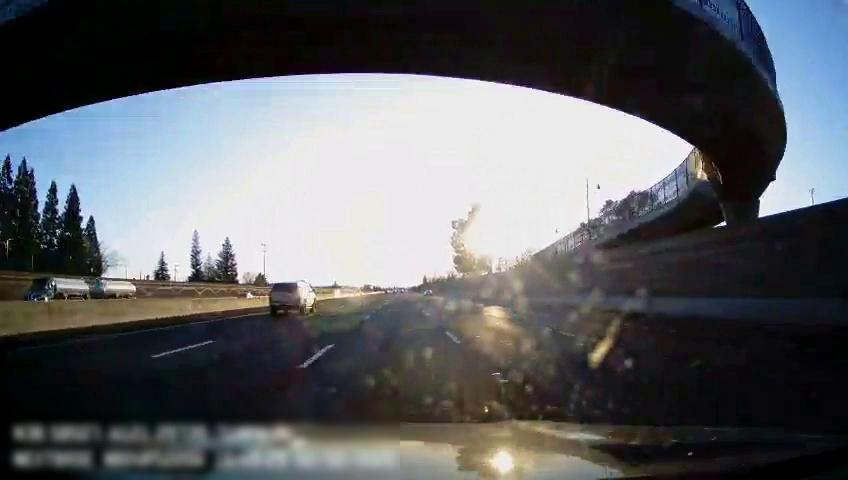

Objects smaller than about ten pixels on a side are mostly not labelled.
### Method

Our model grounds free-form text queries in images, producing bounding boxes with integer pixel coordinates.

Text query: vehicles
[237,290,253,299]
[269,281,317,316]
[24,278,137,302]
